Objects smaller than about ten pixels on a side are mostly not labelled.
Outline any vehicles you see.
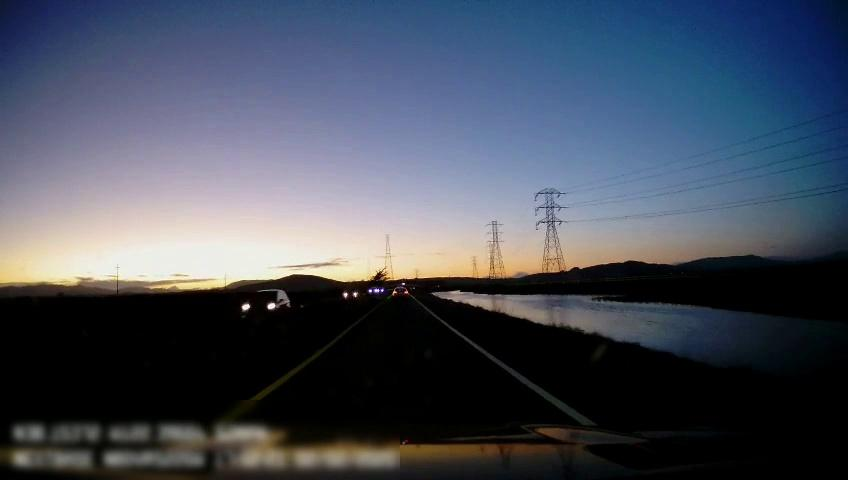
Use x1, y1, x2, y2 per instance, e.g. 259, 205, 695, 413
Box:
366, 286, 380, 296
342, 288, 359, 300
240, 289, 291, 321
393, 288, 411, 302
